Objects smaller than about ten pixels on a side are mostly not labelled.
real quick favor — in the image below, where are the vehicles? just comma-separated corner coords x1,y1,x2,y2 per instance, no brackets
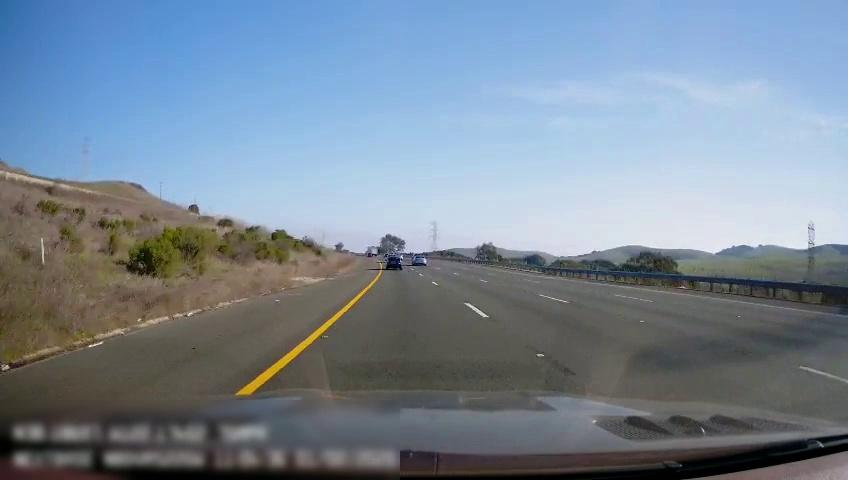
365,248,378,256
411,255,427,267
405,256,417,263
385,257,403,271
